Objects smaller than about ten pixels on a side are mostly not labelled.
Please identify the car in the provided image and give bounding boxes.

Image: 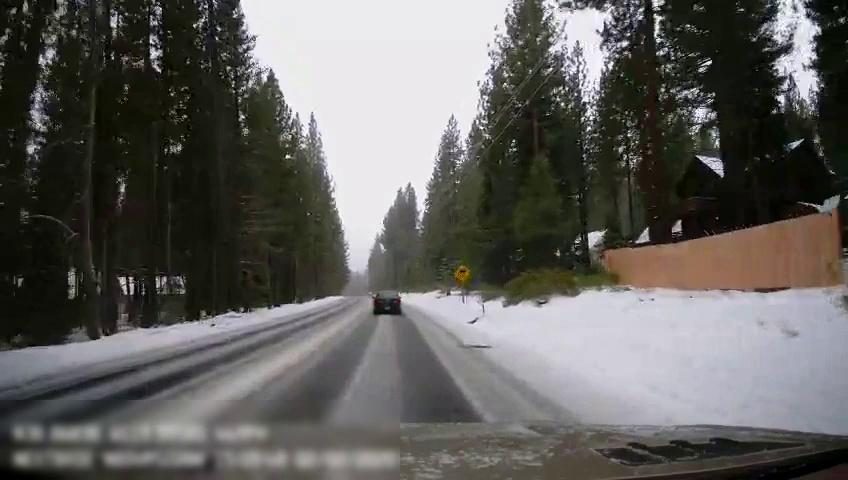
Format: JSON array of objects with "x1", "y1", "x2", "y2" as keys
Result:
[{"x1": 372, "y1": 290, "x2": 403, "y2": 316}]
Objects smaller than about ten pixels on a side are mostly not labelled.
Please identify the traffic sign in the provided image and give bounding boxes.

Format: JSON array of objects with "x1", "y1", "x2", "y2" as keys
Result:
[{"x1": 454, "y1": 264, "x2": 471, "y2": 283}]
